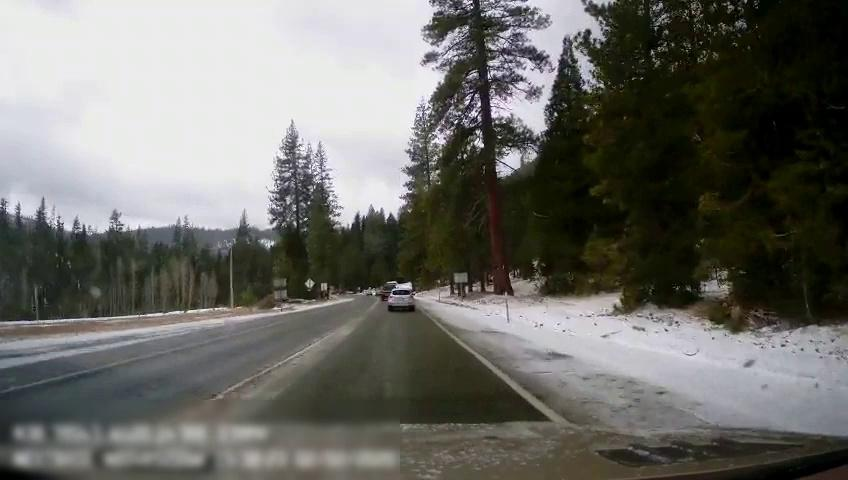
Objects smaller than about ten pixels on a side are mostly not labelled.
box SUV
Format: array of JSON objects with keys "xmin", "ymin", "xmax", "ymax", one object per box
[{"xmin": 388, "ymin": 288, "xmax": 416, "ymax": 311}]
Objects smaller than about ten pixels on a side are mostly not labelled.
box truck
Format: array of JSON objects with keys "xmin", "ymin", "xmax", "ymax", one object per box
[{"xmin": 381, "ymin": 285, "xmax": 396, "ymax": 301}]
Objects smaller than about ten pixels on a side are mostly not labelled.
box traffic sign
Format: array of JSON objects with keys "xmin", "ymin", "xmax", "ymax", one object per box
[{"xmin": 454, "ymin": 273, "xmax": 468, "ymax": 283}]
